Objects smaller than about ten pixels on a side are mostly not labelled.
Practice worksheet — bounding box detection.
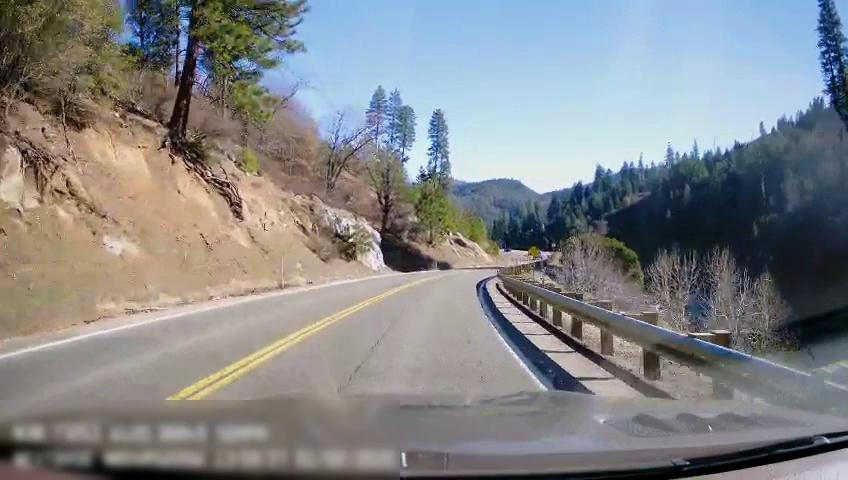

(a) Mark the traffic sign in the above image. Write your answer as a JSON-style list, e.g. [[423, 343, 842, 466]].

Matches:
[[528, 248, 541, 258]]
